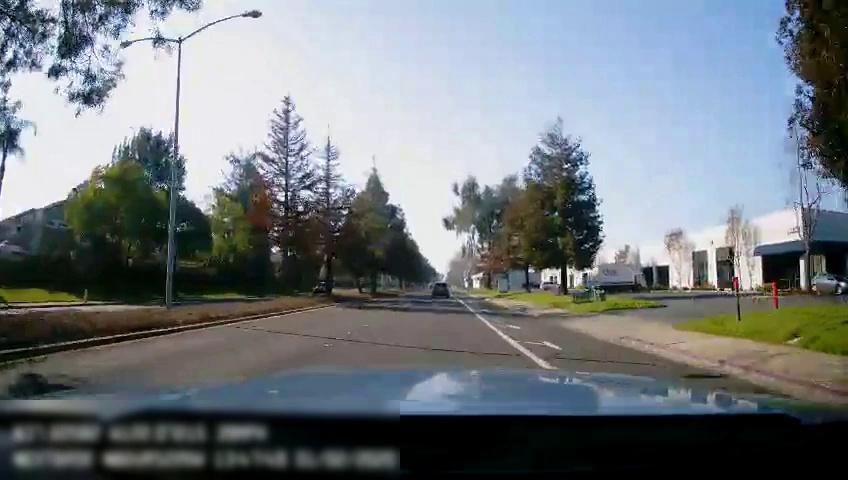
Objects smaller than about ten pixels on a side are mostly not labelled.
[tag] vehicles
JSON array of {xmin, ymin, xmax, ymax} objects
[
  {"xmin": 311, "ymin": 282, "xmax": 328, "ymax": 297},
  {"xmin": 431, "ymin": 282, "xmax": 448, "ymax": 297},
  {"xmin": 808, "ymin": 272, "xmax": 848, "ymax": 297}
]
